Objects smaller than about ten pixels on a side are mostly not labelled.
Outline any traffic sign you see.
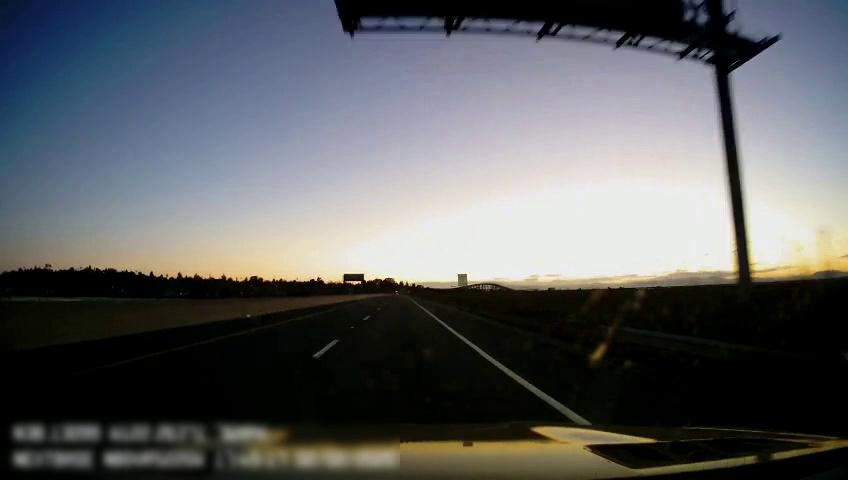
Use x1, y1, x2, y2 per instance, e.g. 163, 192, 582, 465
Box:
336, 0, 684, 21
